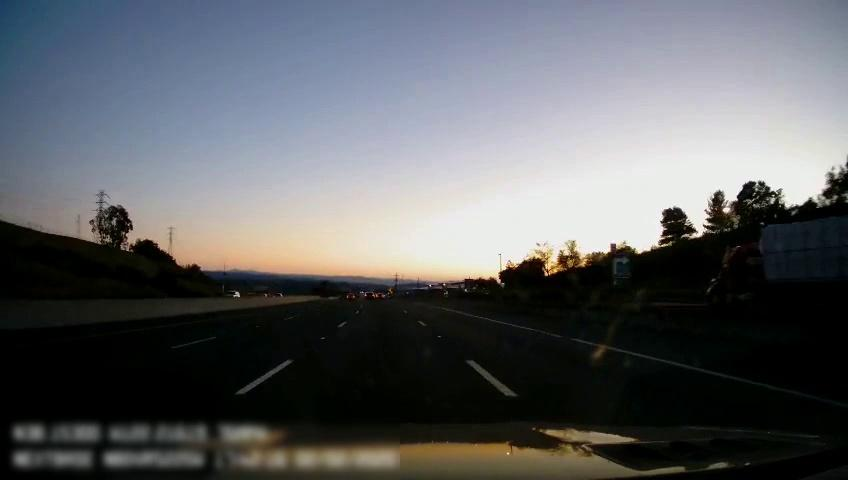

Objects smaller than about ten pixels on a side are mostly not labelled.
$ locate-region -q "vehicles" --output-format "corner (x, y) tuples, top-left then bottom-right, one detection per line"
(364, 292), (375, 301)
(701, 215), (848, 311)
(225, 290), (240, 298)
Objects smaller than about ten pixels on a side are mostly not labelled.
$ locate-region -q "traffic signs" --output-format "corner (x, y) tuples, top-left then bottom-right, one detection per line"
(613, 256), (632, 279)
